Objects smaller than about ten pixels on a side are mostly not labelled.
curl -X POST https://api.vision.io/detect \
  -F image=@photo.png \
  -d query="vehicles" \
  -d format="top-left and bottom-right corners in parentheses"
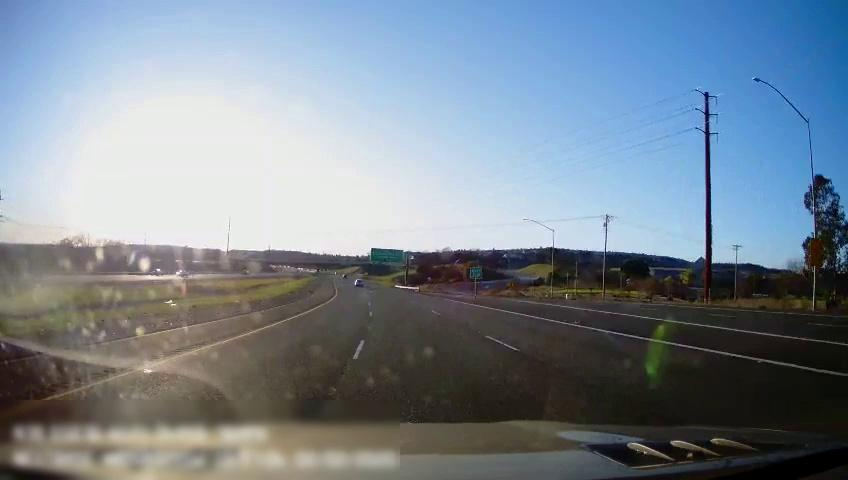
top-left (150, 268), bottom-right (165, 276)
top-left (175, 269), bottom-right (189, 278)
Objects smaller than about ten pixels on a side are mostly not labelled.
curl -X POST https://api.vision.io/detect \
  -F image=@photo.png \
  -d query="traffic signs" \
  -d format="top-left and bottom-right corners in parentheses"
top-left (370, 247), bottom-right (405, 265)
top-left (469, 266), bottom-right (483, 280)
